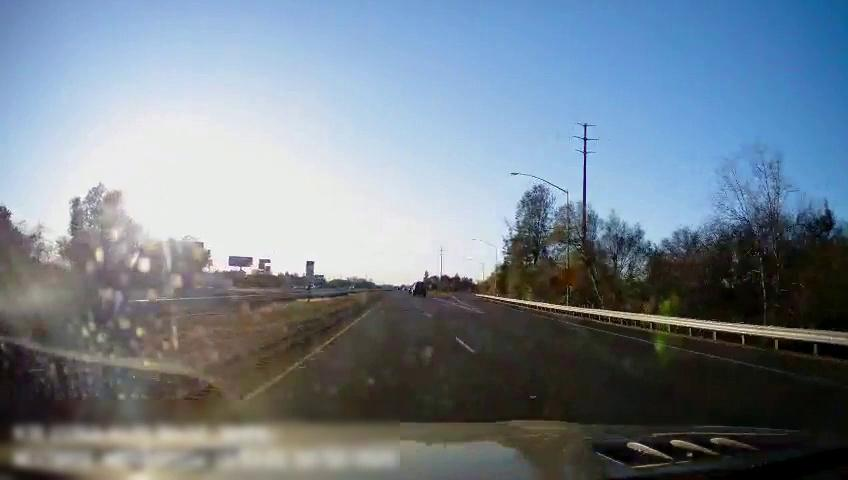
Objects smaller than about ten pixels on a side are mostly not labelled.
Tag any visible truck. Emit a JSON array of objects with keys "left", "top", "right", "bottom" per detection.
[{"left": 412, "top": 281, "right": 426, "bottom": 296}]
